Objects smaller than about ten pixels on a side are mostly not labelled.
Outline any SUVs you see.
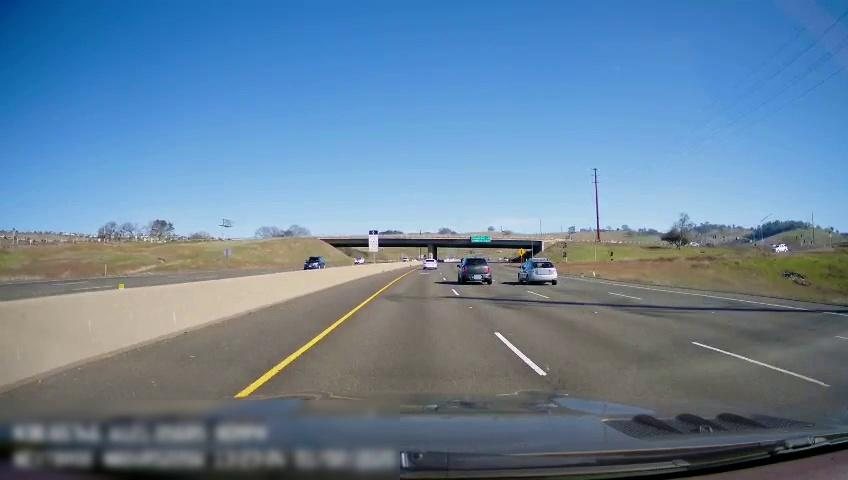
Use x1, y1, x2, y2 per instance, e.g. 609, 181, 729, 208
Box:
303, 256, 326, 271
422, 258, 437, 270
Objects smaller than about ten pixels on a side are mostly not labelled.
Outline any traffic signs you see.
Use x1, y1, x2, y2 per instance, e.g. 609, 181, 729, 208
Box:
471, 234, 492, 243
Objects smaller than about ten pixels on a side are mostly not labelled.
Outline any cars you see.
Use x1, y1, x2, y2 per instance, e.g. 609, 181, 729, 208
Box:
518, 260, 558, 285
456, 258, 492, 284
